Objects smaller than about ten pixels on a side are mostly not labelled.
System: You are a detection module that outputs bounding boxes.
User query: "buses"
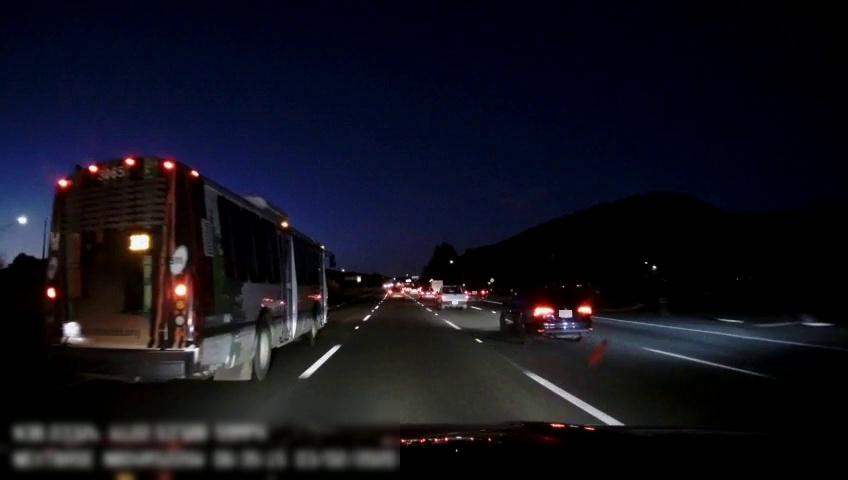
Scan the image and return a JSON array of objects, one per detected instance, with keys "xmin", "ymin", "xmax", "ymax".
[{"xmin": 44, "ymin": 154, "xmax": 336, "ymax": 386}]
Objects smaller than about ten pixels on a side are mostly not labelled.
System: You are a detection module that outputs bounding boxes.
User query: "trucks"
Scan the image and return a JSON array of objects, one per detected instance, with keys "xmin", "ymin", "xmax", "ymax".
[
  {"xmin": 436, "ymin": 285, "xmax": 470, "ymax": 310},
  {"xmin": 428, "ymin": 279, "xmax": 443, "ymax": 293}
]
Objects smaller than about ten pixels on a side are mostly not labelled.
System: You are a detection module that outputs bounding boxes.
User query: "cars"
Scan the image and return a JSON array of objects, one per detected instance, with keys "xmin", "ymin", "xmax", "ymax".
[
  {"xmin": 500, "ymin": 289, "xmax": 594, "ymax": 342},
  {"xmin": 463, "ymin": 282, "xmax": 489, "ymax": 301},
  {"xmin": 387, "ymin": 283, "xmax": 404, "ymax": 298},
  {"xmin": 417, "ymin": 287, "xmax": 438, "ymax": 301}
]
